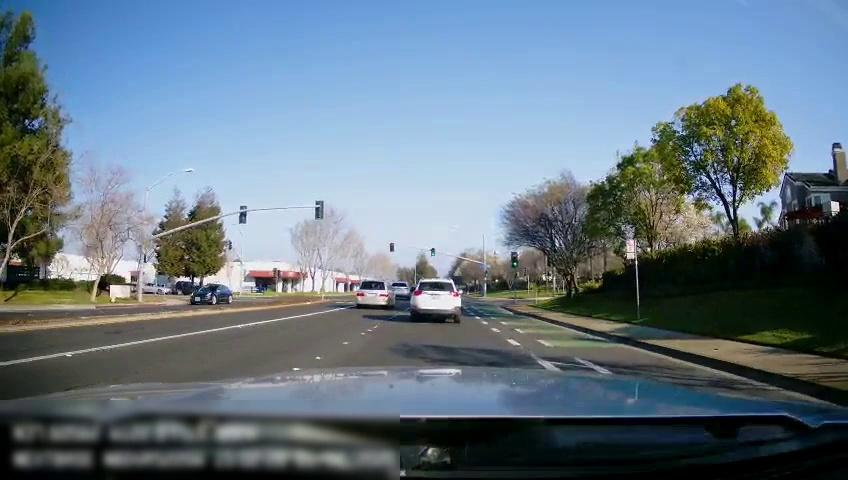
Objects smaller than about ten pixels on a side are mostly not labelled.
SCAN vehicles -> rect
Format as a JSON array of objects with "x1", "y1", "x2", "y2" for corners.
[
  {"x1": 390, "y1": 281, "x2": 412, "y2": 301},
  {"x1": 190, "y1": 283, "x2": 234, "y2": 305},
  {"x1": 409, "y1": 277, "x2": 462, "y2": 324},
  {"x1": 140, "y1": 281, "x2": 172, "y2": 295},
  {"x1": 355, "y1": 279, "x2": 395, "y2": 310},
  {"x1": 124, "y1": 282, "x2": 138, "y2": 293},
  {"x1": 174, "y1": 280, "x2": 204, "y2": 296}
]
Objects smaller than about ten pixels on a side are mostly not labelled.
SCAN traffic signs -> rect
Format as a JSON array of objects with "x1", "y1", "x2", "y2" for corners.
[{"x1": 626, "y1": 239, "x2": 635, "y2": 253}]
